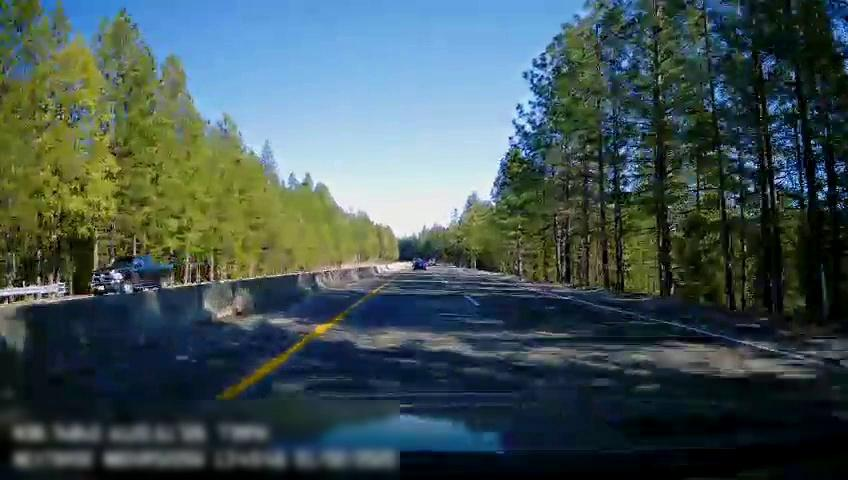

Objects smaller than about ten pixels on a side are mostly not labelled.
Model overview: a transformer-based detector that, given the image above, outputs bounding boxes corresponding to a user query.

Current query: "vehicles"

[413,259,426,270]
[88,254,175,300]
